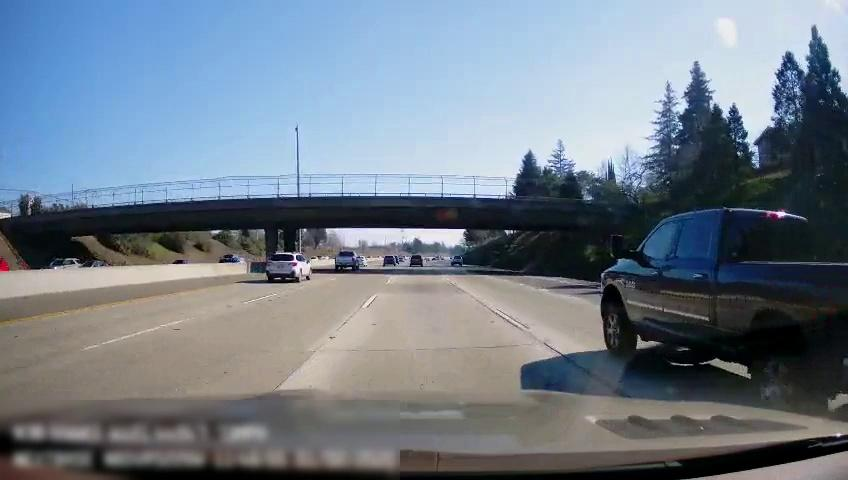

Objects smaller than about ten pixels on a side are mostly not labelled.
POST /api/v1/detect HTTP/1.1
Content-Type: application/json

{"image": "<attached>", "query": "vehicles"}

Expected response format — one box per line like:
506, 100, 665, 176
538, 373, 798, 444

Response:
382, 254, 397, 266
359, 256, 369, 267
450, 255, 464, 265
170, 258, 193, 265
333, 249, 361, 270
48, 257, 84, 269
408, 254, 423, 267
0, 255, 10, 272
264, 253, 313, 283
219, 253, 240, 264
83, 260, 105, 268
599, 207, 848, 409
